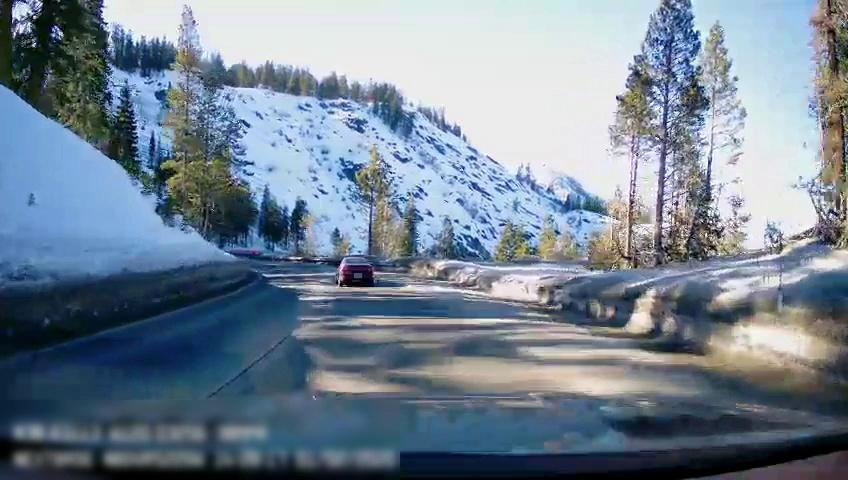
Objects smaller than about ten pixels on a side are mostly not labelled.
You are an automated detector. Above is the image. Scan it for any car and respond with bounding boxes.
[335,257,375,287]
